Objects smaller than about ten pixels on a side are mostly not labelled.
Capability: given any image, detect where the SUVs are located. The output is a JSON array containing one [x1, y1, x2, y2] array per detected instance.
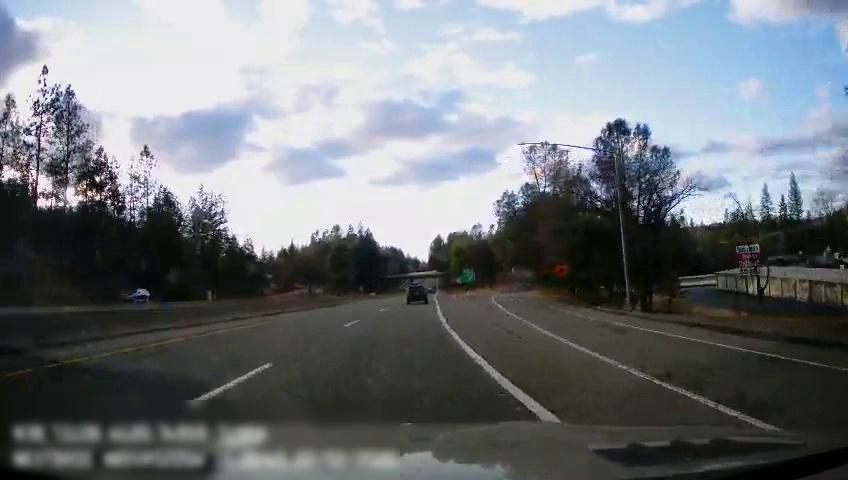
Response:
[[406, 286, 429, 305], [121, 288, 151, 305]]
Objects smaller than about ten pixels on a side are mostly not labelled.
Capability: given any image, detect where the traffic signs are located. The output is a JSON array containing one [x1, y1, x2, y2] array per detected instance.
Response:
[[555, 264, 569, 278], [460, 268, 475, 283]]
